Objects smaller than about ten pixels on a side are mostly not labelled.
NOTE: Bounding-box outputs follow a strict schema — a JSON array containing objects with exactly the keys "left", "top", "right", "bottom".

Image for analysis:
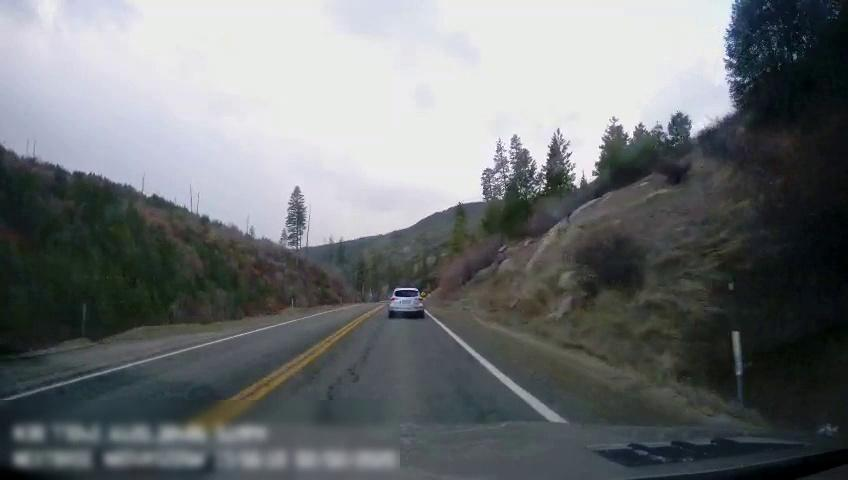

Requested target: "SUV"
[{"left": 388, "top": 288, "right": 424, "bottom": 319}]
